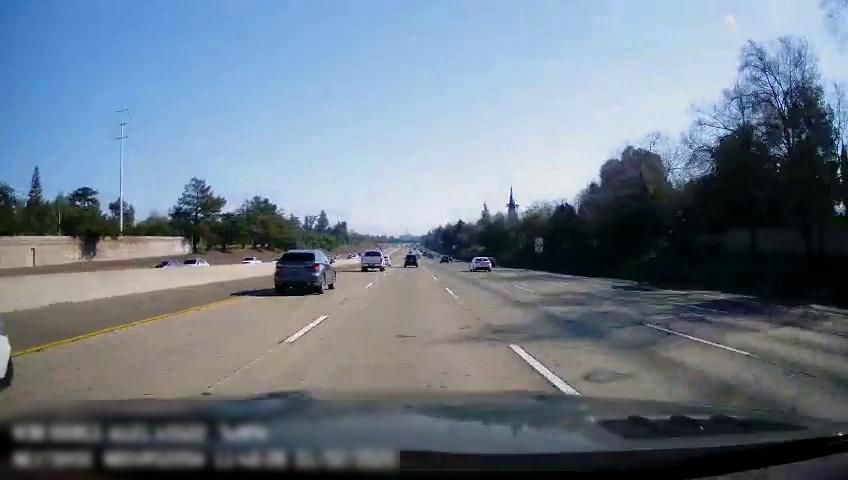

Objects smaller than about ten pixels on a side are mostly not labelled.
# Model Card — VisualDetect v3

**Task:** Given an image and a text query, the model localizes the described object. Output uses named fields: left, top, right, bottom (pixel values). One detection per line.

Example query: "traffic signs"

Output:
left=534, top=236, right=544, bottom=254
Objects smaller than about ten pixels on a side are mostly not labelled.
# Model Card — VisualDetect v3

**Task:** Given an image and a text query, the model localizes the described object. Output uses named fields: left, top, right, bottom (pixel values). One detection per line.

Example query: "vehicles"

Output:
left=403, top=254, right=419, bottom=268
left=487, top=256, right=496, bottom=268
left=181, top=257, right=210, bottom=268
left=360, top=249, right=386, bottom=273
left=0, top=329, right=14, bottom=391
left=241, top=256, right=261, bottom=264
left=468, top=256, right=492, bottom=273
left=439, top=255, right=450, bottom=264
left=274, top=249, right=338, bottom=296
left=153, top=259, right=179, bottom=269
